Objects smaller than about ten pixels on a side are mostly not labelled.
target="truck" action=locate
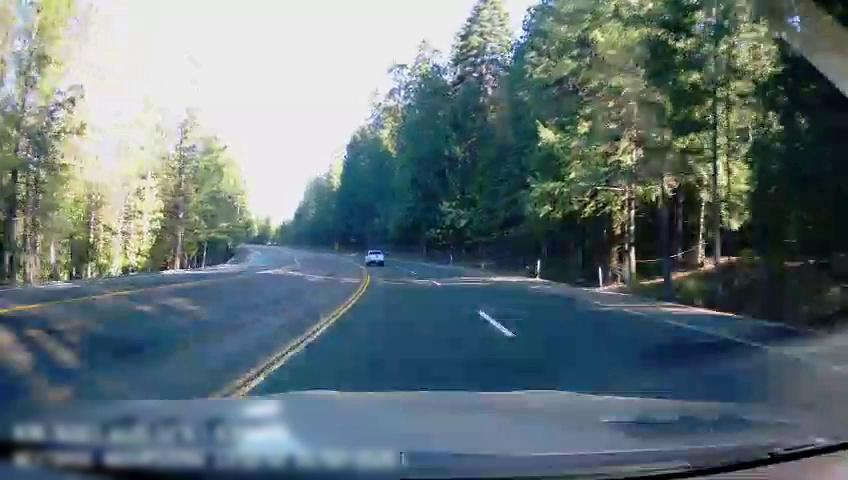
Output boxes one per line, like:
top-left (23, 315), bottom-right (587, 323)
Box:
top-left (364, 249), bottom-right (385, 267)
